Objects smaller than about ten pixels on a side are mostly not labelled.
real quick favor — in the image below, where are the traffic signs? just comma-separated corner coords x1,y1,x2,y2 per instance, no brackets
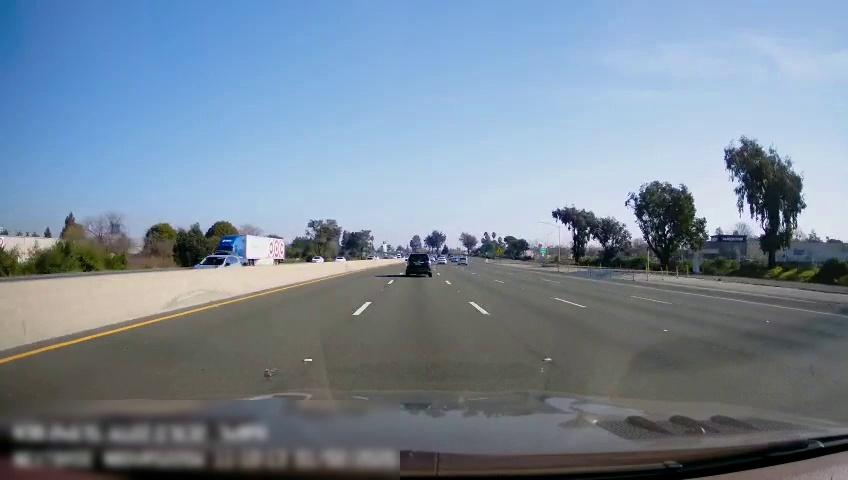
382,241,388,253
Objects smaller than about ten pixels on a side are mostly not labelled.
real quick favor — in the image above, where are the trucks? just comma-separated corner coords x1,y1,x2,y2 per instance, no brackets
214,233,285,266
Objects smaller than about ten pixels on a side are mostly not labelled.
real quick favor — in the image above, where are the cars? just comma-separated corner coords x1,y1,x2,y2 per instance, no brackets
457,257,468,266
334,256,347,262
312,255,325,263
192,254,243,271
436,256,448,265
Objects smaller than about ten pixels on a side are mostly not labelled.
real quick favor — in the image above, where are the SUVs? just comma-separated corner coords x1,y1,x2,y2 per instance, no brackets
404,253,433,278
